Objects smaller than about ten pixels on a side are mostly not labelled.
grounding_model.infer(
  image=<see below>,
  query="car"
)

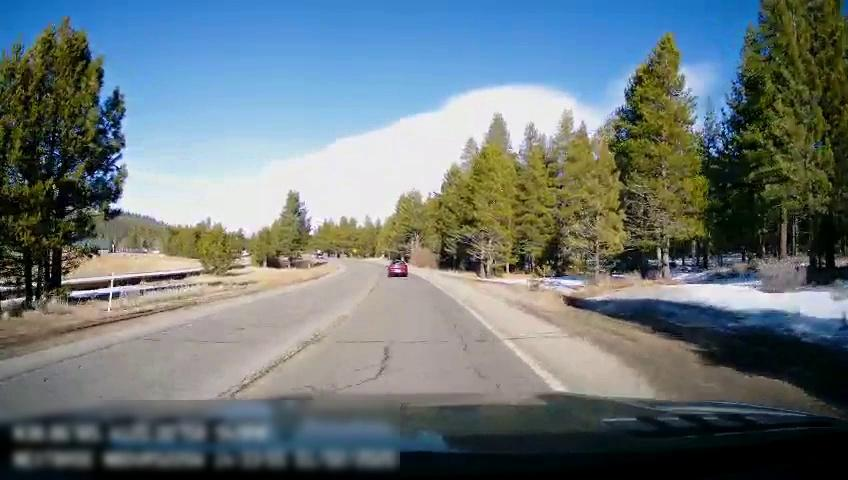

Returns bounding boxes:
[386,259,408,278]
